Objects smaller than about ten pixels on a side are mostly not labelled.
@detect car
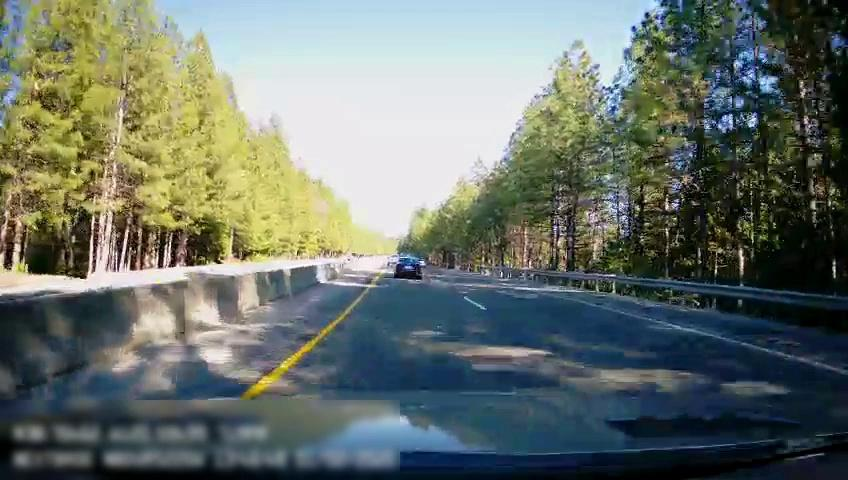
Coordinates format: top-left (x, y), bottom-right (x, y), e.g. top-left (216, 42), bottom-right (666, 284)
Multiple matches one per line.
top-left (392, 256), bottom-right (421, 278)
